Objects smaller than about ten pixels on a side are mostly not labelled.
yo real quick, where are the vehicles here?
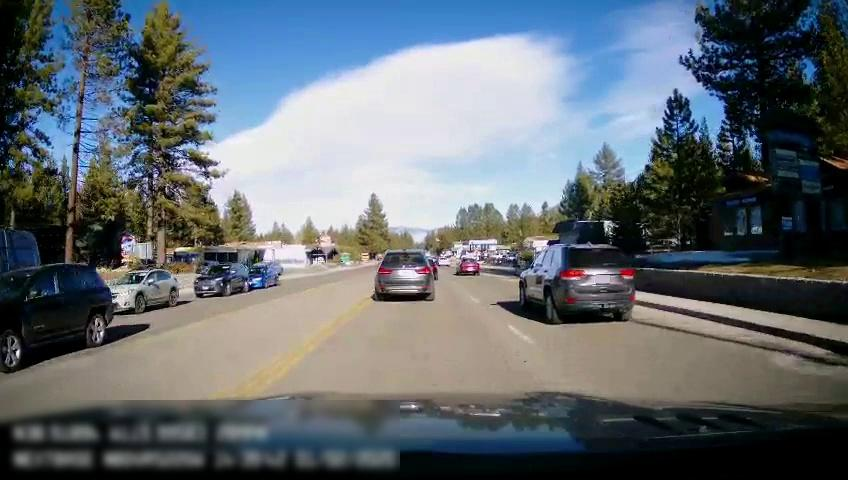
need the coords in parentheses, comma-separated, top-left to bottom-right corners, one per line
(429, 259, 440, 280)
(374, 251, 434, 301)
(456, 255, 481, 276)
(0, 230, 41, 272)
(107, 268, 180, 314)
(0, 262, 116, 374)
(191, 263, 250, 299)
(518, 247, 634, 321)
(246, 266, 272, 287)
